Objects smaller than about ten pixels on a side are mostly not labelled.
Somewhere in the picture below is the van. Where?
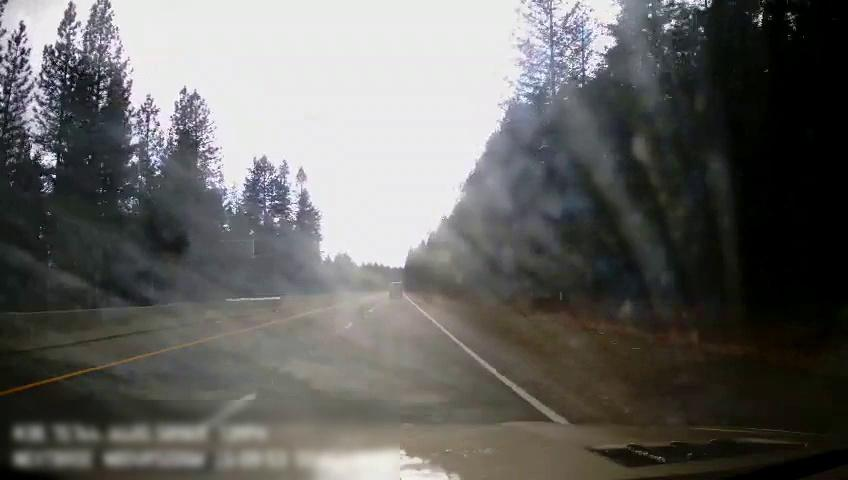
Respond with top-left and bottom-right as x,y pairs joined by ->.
389,281 -> 403,297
